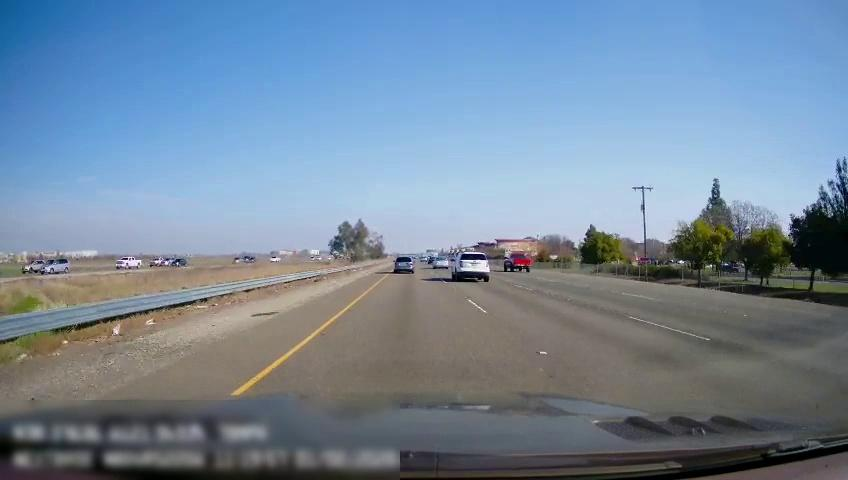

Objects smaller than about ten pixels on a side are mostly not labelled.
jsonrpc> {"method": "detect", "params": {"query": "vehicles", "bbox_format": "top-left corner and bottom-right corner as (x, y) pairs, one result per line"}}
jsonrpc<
(245, 255), (257, 265)
(149, 256), (165, 268)
(115, 256), (143, 270)
(427, 256), (436, 265)
(159, 257), (177, 268)
(503, 251), (533, 273)
(21, 259), (47, 274)
(239, 255), (251, 265)
(393, 256), (415, 274)
(39, 258), (71, 275)
(432, 255), (449, 269)
(268, 255), (281, 264)
(170, 258), (189, 269)
(231, 256), (243, 265)
(450, 252), (490, 283)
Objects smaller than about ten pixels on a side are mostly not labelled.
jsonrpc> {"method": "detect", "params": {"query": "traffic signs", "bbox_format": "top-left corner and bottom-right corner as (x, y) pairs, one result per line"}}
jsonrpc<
(504, 247), (512, 259)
